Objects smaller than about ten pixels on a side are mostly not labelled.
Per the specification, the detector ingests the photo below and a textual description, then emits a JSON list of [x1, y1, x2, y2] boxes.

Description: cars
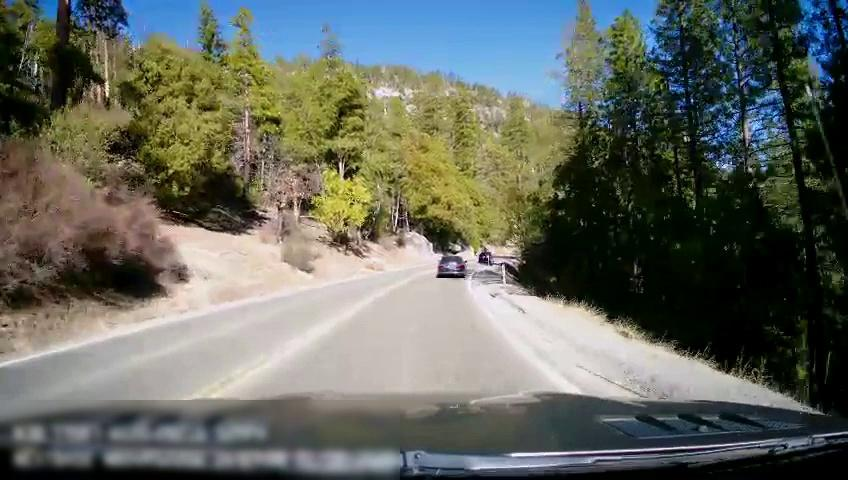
[[478, 251, 495, 265], [436, 254, 468, 279]]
